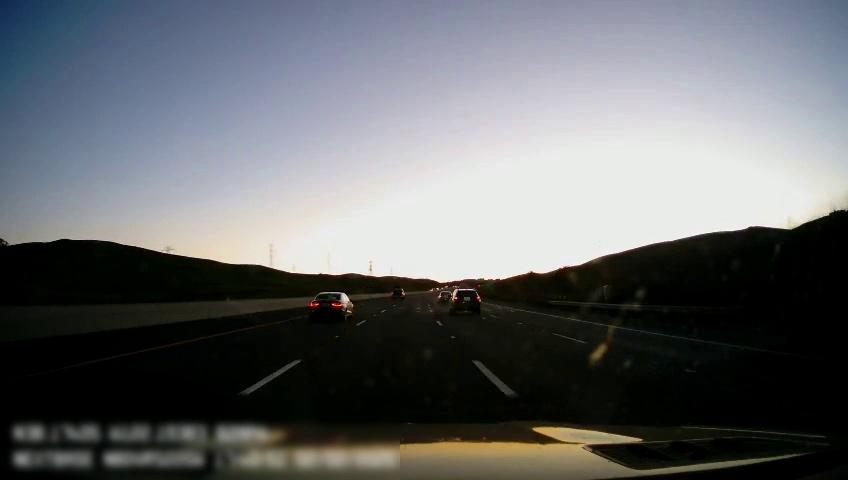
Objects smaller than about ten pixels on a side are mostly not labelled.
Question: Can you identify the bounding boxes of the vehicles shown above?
[310,292,354,320]
[449,289,481,315]
[391,289,405,300]
[437,291,453,304]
